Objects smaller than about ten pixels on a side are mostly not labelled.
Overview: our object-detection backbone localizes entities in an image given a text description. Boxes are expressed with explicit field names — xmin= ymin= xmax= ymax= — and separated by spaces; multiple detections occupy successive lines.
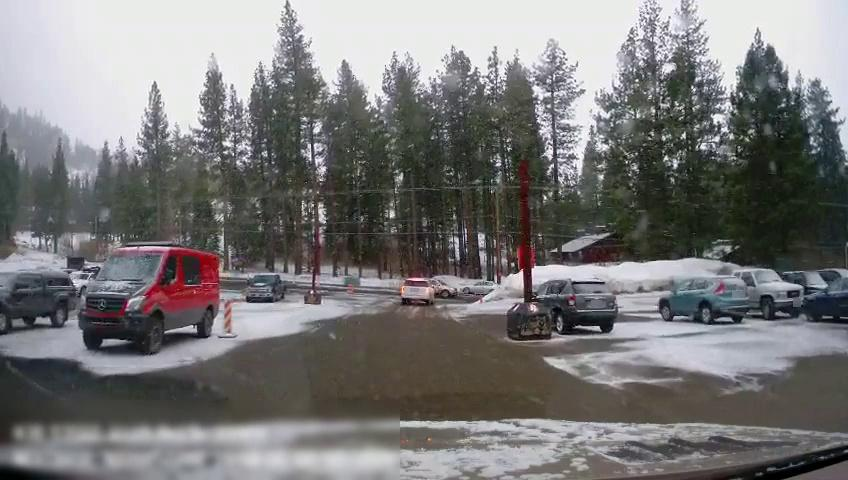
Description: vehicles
xmin=727 ymin=268 xmax=805 ymax=322
xmin=532 ymin=278 xmax=617 ymax=336
xmin=69 ymin=271 xmax=98 ymax=290
xmin=245 ymin=274 xmax=286 ymax=302
xmin=804 ymin=276 xmax=848 ymax=321
xmin=816 ymin=269 xmax=848 ymax=286
xmin=78 ymin=246 xmax=220 ymax=355
xmin=431 ymin=279 xmax=457 ymax=299
xmin=658 ymin=275 xmax=752 ymax=325
xmin=0 ymin=271 xmax=76 ymax=335
xmin=400 ymin=276 xmax=435 ymax=304
xmin=782 ymin=271 xmax=831 ymax=295
xmin=461 ymin=280 xmax=496 ymax=297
